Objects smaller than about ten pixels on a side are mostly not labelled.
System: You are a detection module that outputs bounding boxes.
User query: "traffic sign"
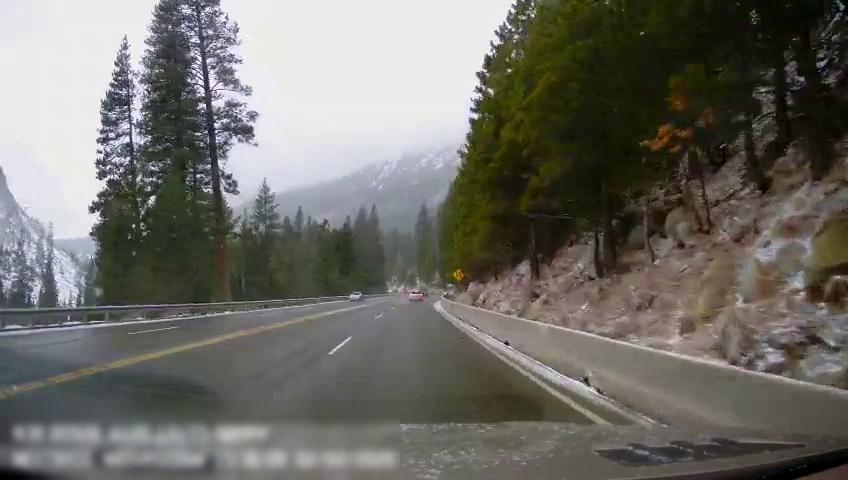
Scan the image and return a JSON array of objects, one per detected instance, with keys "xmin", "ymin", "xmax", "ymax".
[{"xmin": 453, "ymin": 268, "xmax": 465, "ymax": 281}]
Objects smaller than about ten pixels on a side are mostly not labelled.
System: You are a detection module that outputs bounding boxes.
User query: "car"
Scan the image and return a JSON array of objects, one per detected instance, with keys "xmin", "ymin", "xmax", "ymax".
[{"xmin": 348, "ymin": 291, "xmax": 364, "ymax": 302}]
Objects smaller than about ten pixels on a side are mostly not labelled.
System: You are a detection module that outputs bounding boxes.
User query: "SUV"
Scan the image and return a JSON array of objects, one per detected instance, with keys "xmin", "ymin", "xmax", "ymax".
[{"xmin": 408, "ymin": 289, "xmax": 424, "ymax": 301}]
